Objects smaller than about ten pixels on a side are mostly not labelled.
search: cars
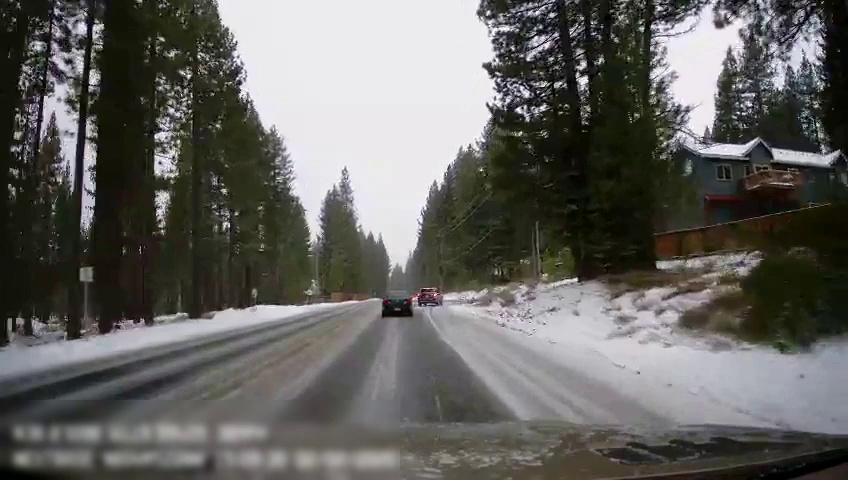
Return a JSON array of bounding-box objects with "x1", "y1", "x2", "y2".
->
[
  {"x1": 417, "y1": 288, "x2": 443, "y2": 307},
  {"x1": 381, "y1": 290, "x2": 413, "y2": 318}
]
